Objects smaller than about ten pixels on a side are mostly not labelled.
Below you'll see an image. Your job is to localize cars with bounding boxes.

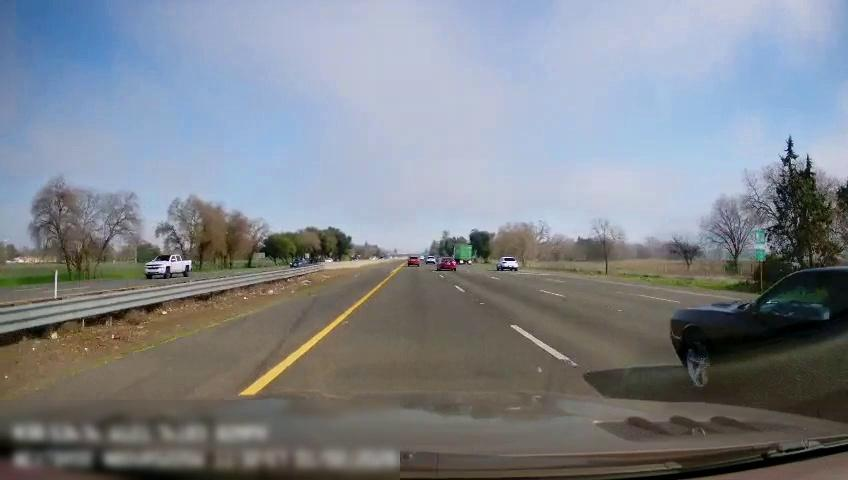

[435,256,456,272]
[667,266,848,405]
[289,258,309,269]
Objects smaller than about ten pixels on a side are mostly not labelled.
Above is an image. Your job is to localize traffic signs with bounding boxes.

[754,229,767,263]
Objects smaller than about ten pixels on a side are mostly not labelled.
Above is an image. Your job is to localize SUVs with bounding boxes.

[495,256,520,272]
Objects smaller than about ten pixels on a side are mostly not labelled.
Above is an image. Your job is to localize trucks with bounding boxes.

[452,244,472,266]
[144,254,192,279]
